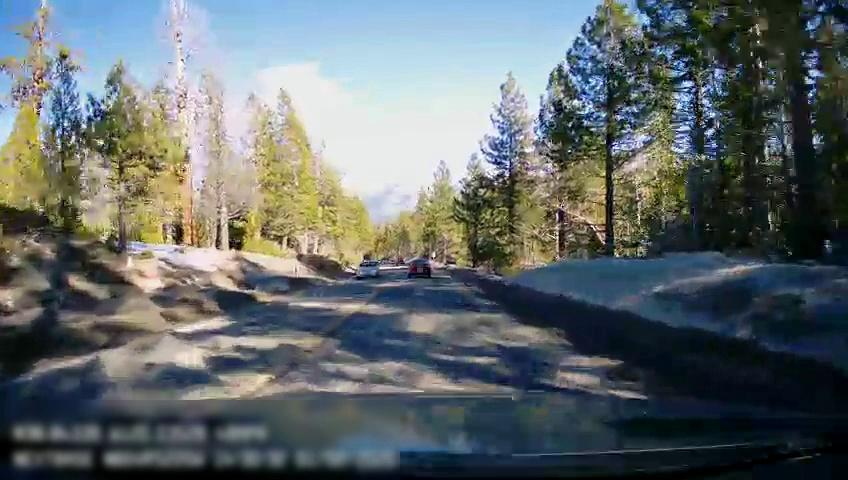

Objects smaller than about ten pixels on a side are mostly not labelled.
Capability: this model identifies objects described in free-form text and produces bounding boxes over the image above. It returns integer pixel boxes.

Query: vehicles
[392,256,407,266]
[352,259,384,280]
[407,254,435,279]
